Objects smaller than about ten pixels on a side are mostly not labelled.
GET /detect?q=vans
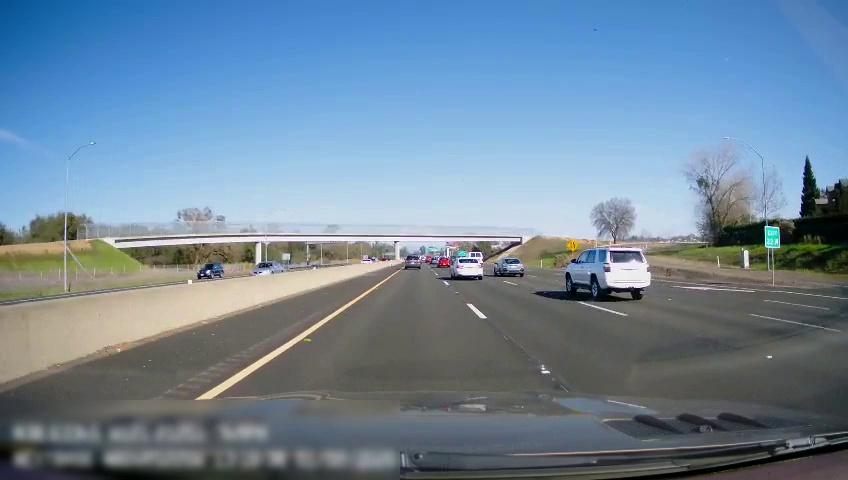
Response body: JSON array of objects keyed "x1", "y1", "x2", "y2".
[{"x1": 468, "y1": 251, "x2": 484, "y2": 266}]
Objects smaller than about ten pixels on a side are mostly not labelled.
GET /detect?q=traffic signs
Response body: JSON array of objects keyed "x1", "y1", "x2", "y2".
[
  {"x1": 765, "y1": 226, "x2": 781, "y2": 249},
  {"x1": 566, "y1": 239, "x2": 580, "y2": 252}
]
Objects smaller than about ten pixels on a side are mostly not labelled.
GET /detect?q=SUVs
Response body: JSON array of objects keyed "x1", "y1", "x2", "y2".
[
  {"x1": 196, "y1": 262, "x2": 225, "y2": 281},
  {"x1": 565, "y1": 247, "x2": 652, "y2": 301},
  {"x1": 404, "y1": 255, "x2": 421, "y2": 271}
]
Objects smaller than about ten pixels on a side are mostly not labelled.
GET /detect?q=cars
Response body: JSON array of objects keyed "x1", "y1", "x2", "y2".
[
  {"x1": 437, "y1": 257, "x2": 451, "y2": 268},
  {"x1": 451, "y1": 257, "x2": 484, "y2": 280},
  {"x1": 253, "y1": 260, "x2": 284, "y2": 276},
  {"x1": 493, "y1": 257, "x2": 524, "y2": 277}
]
